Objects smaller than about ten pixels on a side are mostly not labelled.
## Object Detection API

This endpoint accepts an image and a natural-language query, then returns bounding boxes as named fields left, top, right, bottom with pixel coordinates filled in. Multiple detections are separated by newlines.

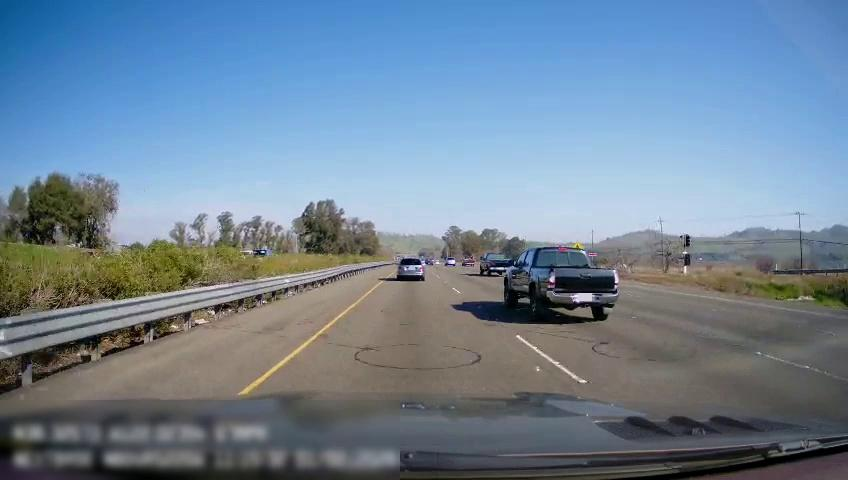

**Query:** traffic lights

left=683, top=233, right=692, bottom=249
left=683, top=253, right=692, bottom=267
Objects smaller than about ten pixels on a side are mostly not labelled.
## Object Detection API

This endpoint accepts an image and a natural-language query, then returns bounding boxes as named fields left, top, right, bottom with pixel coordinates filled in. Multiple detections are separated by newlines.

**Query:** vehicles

left=238, top=250, right=259, bottom=257
left=252, top=247, right=274, bottom=258
left=444, top=257, right=456, bottom=267
left=397, top=258, right=425, bottom=281
left=479, top=252, right=515, bottom=277
left=462, top=256, right=475, bottom=267
left=502, top=245, right=620, bottom=322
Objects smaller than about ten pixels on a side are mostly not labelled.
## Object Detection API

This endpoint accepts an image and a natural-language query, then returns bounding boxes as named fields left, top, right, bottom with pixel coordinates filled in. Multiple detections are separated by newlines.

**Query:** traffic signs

left=574, top=241, right=585, bottom=251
